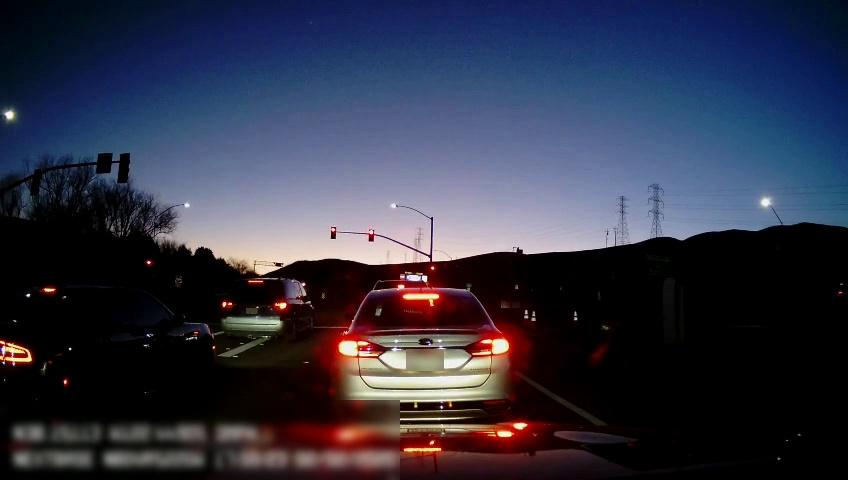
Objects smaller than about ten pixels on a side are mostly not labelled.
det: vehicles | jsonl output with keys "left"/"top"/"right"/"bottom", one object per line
{"left": 373, "top": 279, "right": 433, "bottom": 301}
{"left": 836, "top": 281, "right": 848, "bottom": 305}
{"left": 0, "top": 283, "right": 217, "bottom": 448}
{"left": 334, "top": 287, "right": 513, "bottom": 426}
{"left": 219, "top": 277, "right": 314, "bottom": 341}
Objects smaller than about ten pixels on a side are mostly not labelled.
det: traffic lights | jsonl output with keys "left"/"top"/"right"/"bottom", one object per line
{"left": 30, "top": 168, "right": 43, "bottom": 197}
{"left": 329, "top": 225, "right": 337, "bottom": 240}
{"left": 117, "top": 152, "right": 131, "bottom": 183}
{"left": 368, "top": 228, "right": 375, "bottom": 243}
